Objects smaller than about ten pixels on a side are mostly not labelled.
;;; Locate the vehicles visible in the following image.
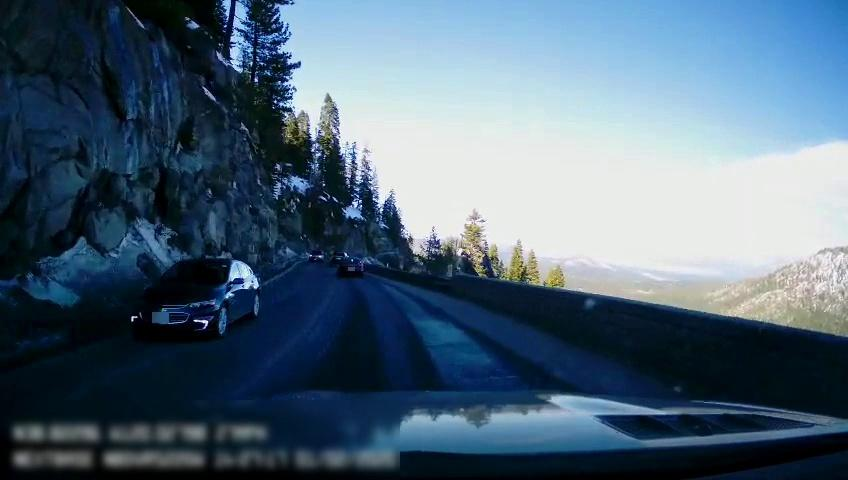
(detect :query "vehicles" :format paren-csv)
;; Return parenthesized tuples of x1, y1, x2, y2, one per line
(127, 256, 262, 340)
(335, 255, 365, 278)
(307, 248, 326, 264)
